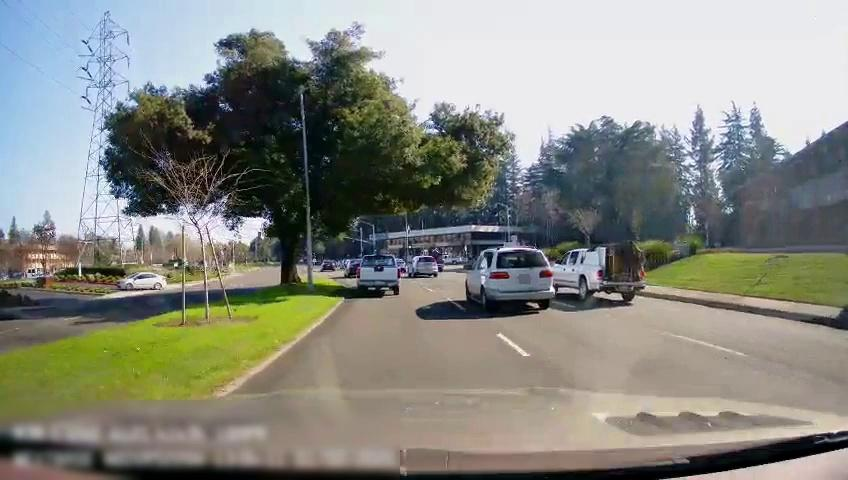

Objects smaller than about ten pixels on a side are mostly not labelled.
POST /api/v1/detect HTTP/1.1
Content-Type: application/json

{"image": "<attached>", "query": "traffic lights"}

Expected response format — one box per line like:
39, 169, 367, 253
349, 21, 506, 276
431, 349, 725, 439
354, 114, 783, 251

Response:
407, 242, 414, 254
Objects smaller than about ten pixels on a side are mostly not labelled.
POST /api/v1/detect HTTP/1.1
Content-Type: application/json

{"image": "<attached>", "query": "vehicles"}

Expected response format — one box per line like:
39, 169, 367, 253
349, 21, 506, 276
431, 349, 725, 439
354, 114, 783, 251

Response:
343, 257, 362, 278
321, 259, 337, 272
406, 255, 439, 279
117, 270, 168, 291
395, 257, 407, 272
352, 252, 401, 295
462, 247, 556, 314
547, 241, 649, 303
441, 252, 463, 265
432, 246, 447, 267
